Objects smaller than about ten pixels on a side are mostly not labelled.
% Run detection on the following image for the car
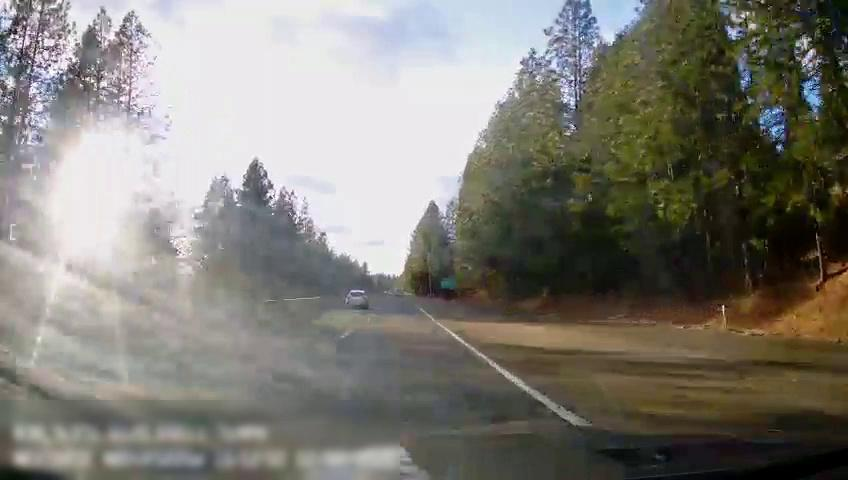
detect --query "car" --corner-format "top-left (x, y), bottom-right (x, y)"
top-left (344, 290), bottom-right (369, 310)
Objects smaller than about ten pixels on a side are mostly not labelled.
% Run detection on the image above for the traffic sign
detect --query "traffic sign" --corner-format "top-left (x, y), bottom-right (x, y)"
top-left (440, 278), bottom-right (458, 290)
